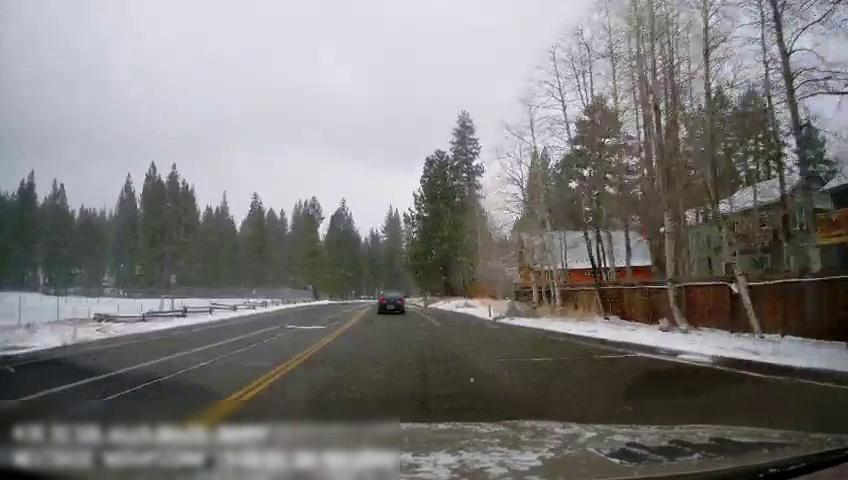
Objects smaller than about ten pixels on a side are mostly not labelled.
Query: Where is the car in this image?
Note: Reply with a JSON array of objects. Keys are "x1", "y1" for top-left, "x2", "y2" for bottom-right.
[{"x1": 377, "y1": 292, "x2": 406, "y2": 315}]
